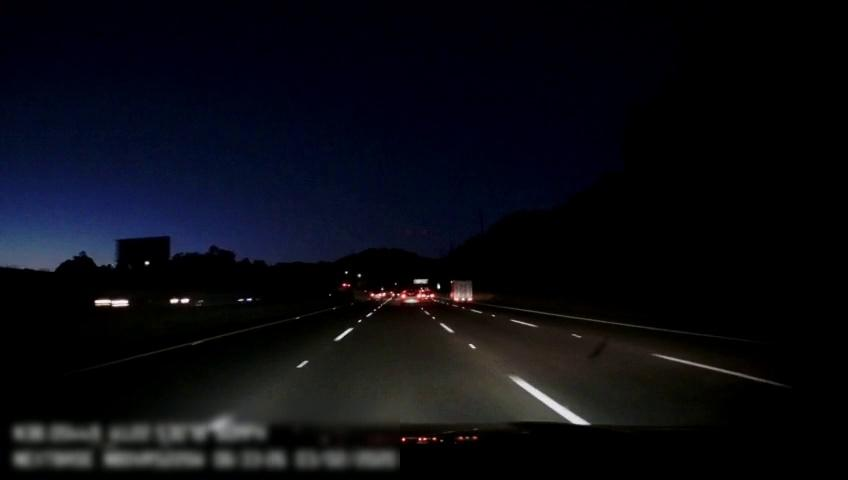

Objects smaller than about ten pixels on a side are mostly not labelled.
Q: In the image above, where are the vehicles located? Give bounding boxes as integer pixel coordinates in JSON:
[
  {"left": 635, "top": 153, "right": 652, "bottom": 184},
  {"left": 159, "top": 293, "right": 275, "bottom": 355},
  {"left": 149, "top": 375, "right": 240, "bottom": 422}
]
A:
[
  {"left": 236, "top": 292, "right": 262, "bottom": 305},
  {"left": 421, "top": 290, "right": 435, "bottom": 302},
  {"left": 400, "top": 289, "right": 422, "bottom": 306},
  {"left": 449, "top": 280, "right": 473, "bottom": 307},
  {"left": 92, "top": 294, "right": 153, "bottom": 311},
  {"left": 370, "top": 289, "right": 385, "bottom": 302},
  {"left": 167, "top": 292, "right": 206, "bottom": 308}
]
